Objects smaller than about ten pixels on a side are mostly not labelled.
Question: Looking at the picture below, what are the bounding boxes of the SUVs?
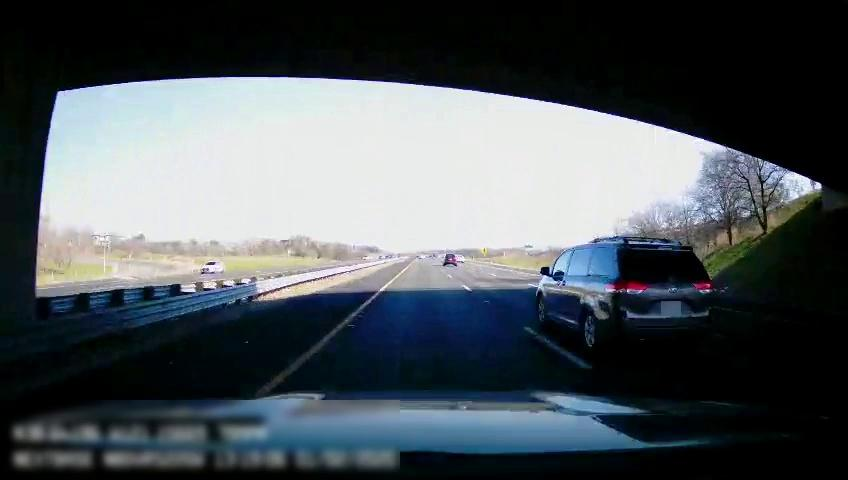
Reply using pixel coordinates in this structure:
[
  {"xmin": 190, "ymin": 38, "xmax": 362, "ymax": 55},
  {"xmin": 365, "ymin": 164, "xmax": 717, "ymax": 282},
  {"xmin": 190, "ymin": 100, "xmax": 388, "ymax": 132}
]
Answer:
[{"xmin": 200, "ymin": 261, "xmax": 225, "ymax": 274}]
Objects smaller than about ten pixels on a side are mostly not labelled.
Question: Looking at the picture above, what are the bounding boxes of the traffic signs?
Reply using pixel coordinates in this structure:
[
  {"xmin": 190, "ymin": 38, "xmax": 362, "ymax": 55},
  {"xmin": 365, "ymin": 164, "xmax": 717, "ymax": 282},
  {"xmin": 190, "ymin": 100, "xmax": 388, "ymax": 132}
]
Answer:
[{"xmin": 480, "ymin": 245, "xmax": 489, "ymax": 257}]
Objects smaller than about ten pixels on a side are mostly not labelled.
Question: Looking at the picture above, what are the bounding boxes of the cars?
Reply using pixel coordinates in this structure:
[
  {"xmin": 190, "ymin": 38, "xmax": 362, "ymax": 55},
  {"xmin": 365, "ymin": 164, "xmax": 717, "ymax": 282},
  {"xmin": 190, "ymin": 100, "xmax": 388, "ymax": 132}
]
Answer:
[
  {"xmin": 443, "ymin": 253, "xmax": 458, "ymax": 266},
  {"xmin": 455, "ymin": 254, "xmax": 465, "ymax": 263}
]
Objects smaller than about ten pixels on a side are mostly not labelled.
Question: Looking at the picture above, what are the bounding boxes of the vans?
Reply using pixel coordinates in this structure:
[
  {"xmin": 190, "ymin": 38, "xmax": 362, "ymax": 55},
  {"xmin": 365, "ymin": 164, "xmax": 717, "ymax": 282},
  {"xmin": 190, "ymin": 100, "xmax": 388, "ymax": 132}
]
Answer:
[{"xmin": 533, "ymin": 242, "xmax": 717, "ymax": 359}]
